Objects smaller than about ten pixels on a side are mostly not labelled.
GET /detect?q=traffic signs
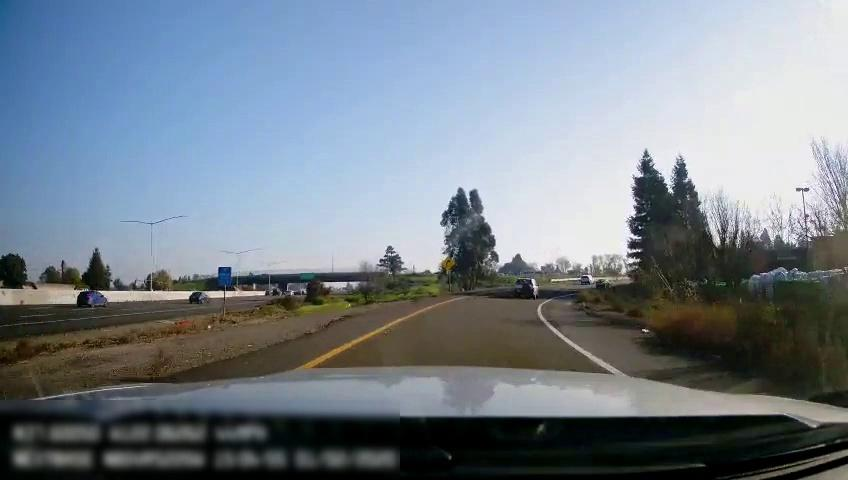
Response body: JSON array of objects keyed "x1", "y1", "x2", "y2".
[
  {"x1": 217, "y1": 265, "x2": 231, "y2": 287},
  {"x1": 443, "y1": 256, "x2": 454, "y2": 269}
]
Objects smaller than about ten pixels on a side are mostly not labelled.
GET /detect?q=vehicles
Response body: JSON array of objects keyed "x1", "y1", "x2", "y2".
[
  {"x1": 594, "y1": 278, "x2": 608, "y2": 289},
  {"x1": 188, "y1": 291, "x2": 209, "y2": 305},
  {"x1": 580, "y1": 274, "x2": 596, "y2": 285},
  {"x1": 76, "y1": 291, "x2": 109, "y2": 310},
  {"x1": 512, "y1": 278, "x2": 541, "y2": 301}
]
